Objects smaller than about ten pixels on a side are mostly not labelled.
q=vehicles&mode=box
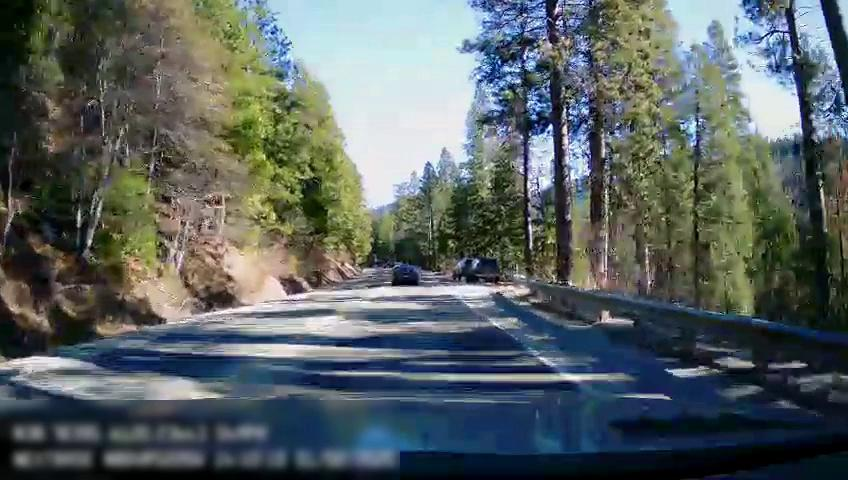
[464,257,502,283]
[453,257,475,278]
[391,266,418,286]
